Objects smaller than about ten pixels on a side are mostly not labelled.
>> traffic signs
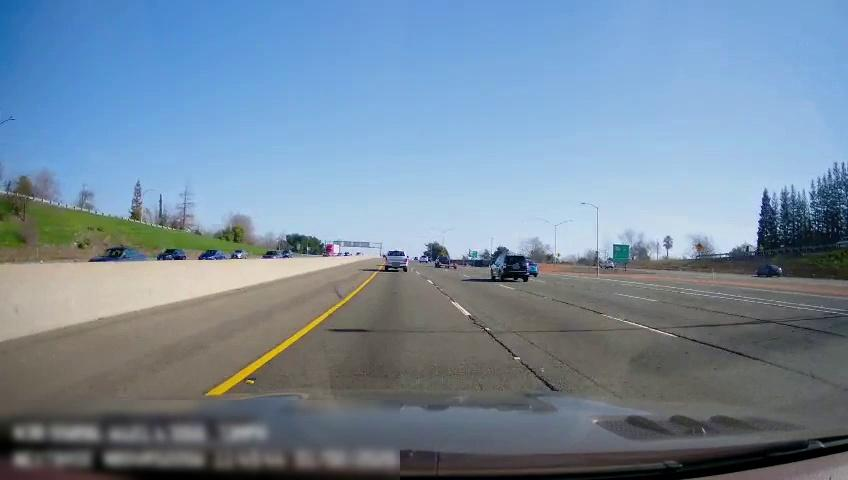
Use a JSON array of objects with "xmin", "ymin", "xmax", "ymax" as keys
[{"xmin": 612, "ymin": 243, "xmax": 630, "ymax": 264}]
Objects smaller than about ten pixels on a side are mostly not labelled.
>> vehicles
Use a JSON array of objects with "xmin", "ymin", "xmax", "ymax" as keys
[
  {"xmin": 88, "ymin": 246, "xmax": 145, "ymax": 262},
  {"xmin": 434, "ymin": 255, "xmax": 449, "ymax": 268},
  {"xmin": 754, "ymin": 263, "xmax": 784, "ymax": 278},
  {"xmin": 280, "ymin": 249, "xmax": 294, "ymax": 258},
  {"xmin": 524, "ymin": 256, "xmax": 539, "ymax": 278},
  {"xmin": 156, "ymin": 248, "xmax": 187, "ymax": 260},
  {"xmin": 489, "ymin": 253, "xmax": 531, "ymax": 283},
  {"xmin": 383, "ymin": 250, "xmax": 410, "ymax": 273},
  {"xmin": 604, "ymin": 260, "xmax": 616, "ymax": 270},
  {"xmin": 438, "ymin": 261, "xmax": 457, "ymax": 270},
  {"xmin": 198, "ymin": 248, "xmax": 226, "ymax": 261},
  {"xmin": 231, "ymin": 249, "xmax": 249, "ymax": 260},
  {"xmin": 262, "ymin": 250, "xmax": 285, "ymax": 260},
  {"xmin": 324, "ymin": 243, "xmax": 340, "ymax": 257}
]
